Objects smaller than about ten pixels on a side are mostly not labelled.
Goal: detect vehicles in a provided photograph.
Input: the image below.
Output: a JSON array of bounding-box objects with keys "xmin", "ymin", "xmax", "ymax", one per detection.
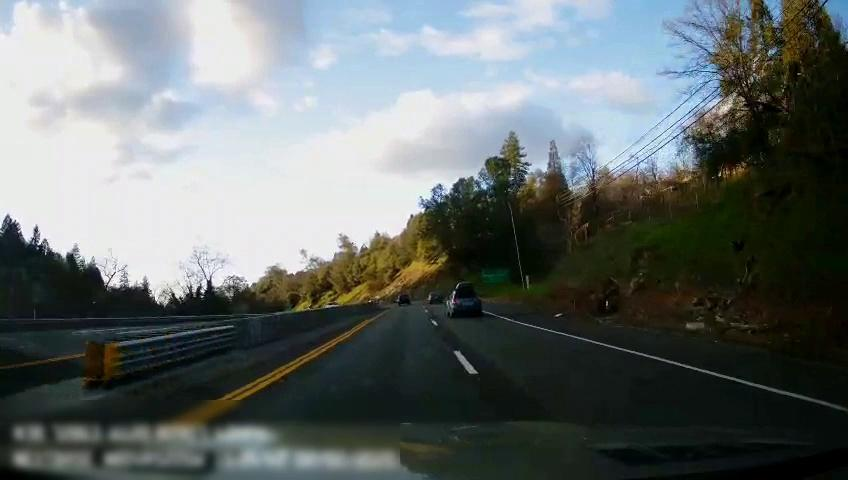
[
  {"xmin": 427, "ymin": 291, "xmax": 442, "ymax": 304},
  {"xmin": 445, "ymin": 281, "xmax": 483, "ymax": 318},
  {"xmin": 324, "ymin": 301, "xmax": 340, "ymax": 309},
  {"xmin": 397, "ymin": 293, "xmax": 411, "ymax": 306}
]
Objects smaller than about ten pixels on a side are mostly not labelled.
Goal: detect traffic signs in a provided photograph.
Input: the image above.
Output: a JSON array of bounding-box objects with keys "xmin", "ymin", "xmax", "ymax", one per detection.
[{"xmin": 482, "ymin": 268, "xmax": 510, "ymax": 284}]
